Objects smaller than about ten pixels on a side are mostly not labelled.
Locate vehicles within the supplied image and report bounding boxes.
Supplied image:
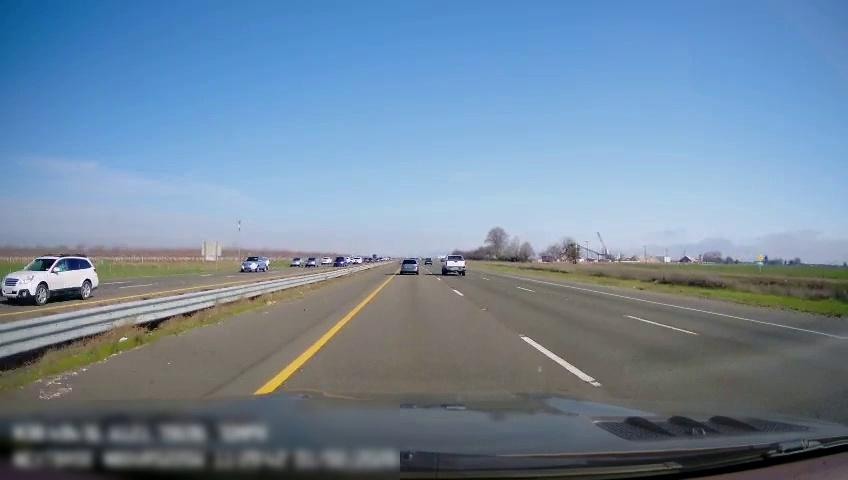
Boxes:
[263,256,271,270]
[439,255,467,276]
[289,257,305,268]
[333,257,348,268]
[400,258,419,276]
[352,257,363,265]
[1,256,99,307]
[305,257,320,268]
[321,256,333,266]
[240,256,267,273]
